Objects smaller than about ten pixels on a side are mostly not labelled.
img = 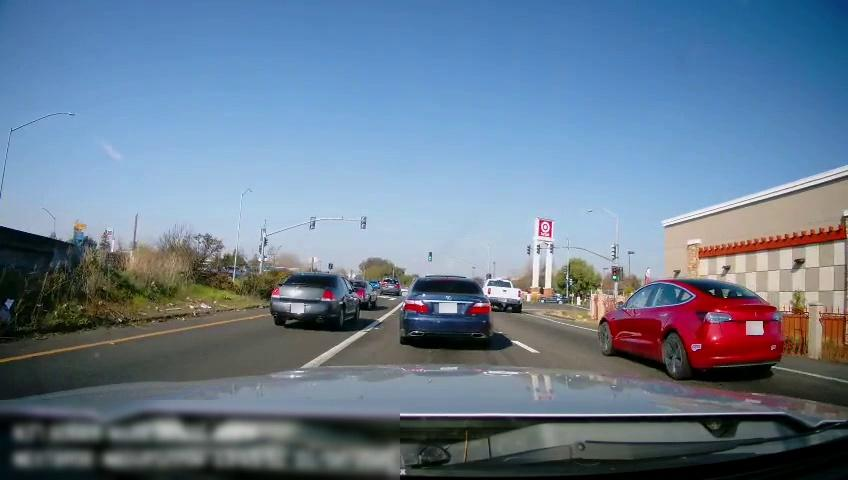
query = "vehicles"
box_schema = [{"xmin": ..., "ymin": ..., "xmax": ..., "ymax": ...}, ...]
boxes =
[
  {"xmin": 539, "ymin": 294, "xmax": 568, "ymax": 305},
  {"xmin": 269, "ymin": 271, "xmax": 361, "ymax": 330},
  {"xmin": 367, "ymin": 280, "xmax": 383, "ymax": 289},
  {"xmin": 480, "ymin": 278, "xmax": 523, "ymax": 314},
  {"xmin": 597, "ymin": 278, "xmax": 787, "ymax": 381},
  {"xmin": 378, "ymin": 277, "xmax": 401, "ymax": 296},
  {"xmin": 347, "ymin": 279, "xmax": 379, "ymax": 311},
  {"xmin": 398, "ymin": 274, "xmax": 494, "ymax": 344}
]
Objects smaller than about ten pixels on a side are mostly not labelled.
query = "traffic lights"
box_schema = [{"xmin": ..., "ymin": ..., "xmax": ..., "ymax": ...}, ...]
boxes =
[
  {"xmin": 548, "ymin": 242, "xmax": 555, "ymax": 254},
  {"xmin": 360, "ymin": 215, "xmax": 368, "ymax": 231},
  {"xmin": 526, "ymin": 243, "xmax": 532, "ymax": 256},
  {"xmin": 308, "ymin": 215, "xmax": 317, "ymax": 231},
  {"xmin": 535, "ymin": 243, "xmax": 542, "ymax": 255},
  {"xmin": 610, "ymin": 265, "xmax": 620, "ymax": 282},
  {"xmin": 427, "ymin": 250, "xmax": 434, "ymax": 263},
  {"xmin": 609, "ymin": 245, "xmax": 617, "ymax": 262},
  {"xmin": 616, "ymin": 265, "xmax": 625, "ymax": 282}
]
